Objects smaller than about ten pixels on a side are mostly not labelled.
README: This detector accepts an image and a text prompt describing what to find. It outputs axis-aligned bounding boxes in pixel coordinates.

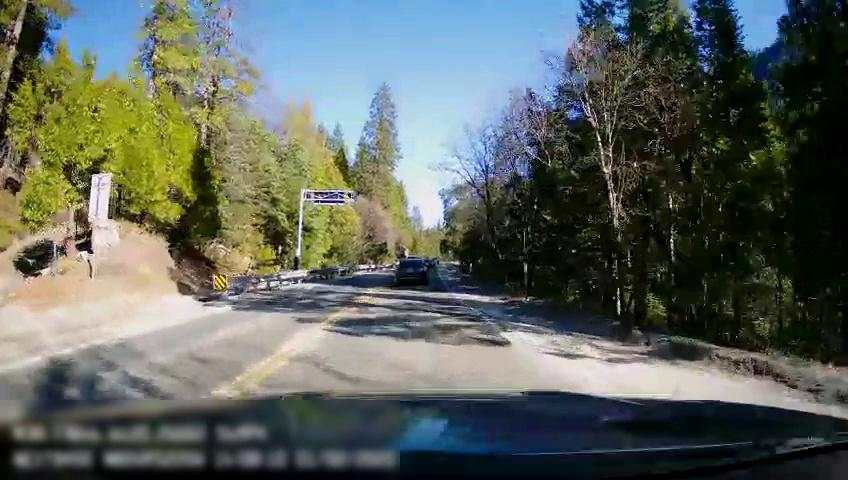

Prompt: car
[396,260,428,283]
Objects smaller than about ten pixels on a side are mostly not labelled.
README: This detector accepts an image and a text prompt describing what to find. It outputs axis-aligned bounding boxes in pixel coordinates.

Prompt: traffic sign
[213,272,228,290]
